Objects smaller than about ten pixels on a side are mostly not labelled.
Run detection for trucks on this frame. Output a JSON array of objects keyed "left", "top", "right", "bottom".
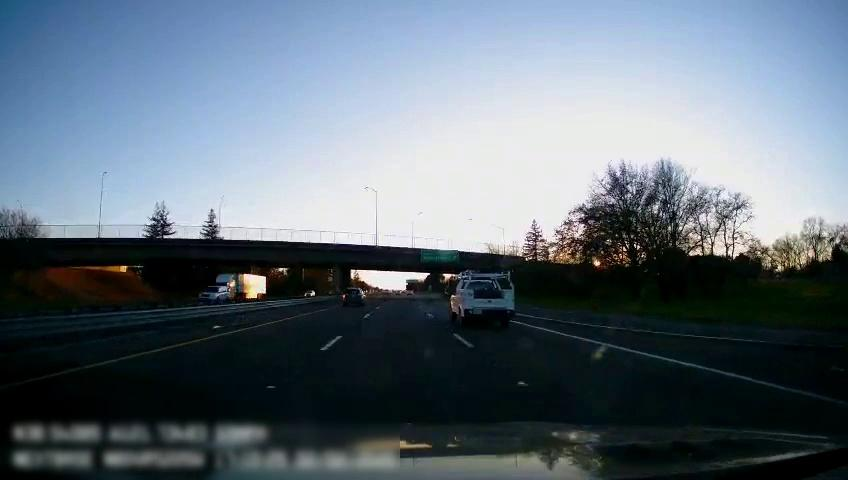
[
  {"left": 214, "top": 273, "right": 267, "bottom": 303},
  {"left": 448, "top": 270, "right": 515, "bottom": 329}
]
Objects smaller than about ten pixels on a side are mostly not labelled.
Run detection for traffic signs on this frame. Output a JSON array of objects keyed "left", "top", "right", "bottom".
[{"left": 421, "top": 248, "right": 458, "bottom": 266}]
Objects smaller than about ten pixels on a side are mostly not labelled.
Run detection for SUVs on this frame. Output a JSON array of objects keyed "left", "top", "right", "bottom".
[
  {"left": 198, "top": 285, "right": 230, "bottom": 306},
  {"left": 303, "top": 289, "right": 316, "bottom": 298},
  {"left": 342, "top": 288, "right": 366, "bottom": 307}
]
